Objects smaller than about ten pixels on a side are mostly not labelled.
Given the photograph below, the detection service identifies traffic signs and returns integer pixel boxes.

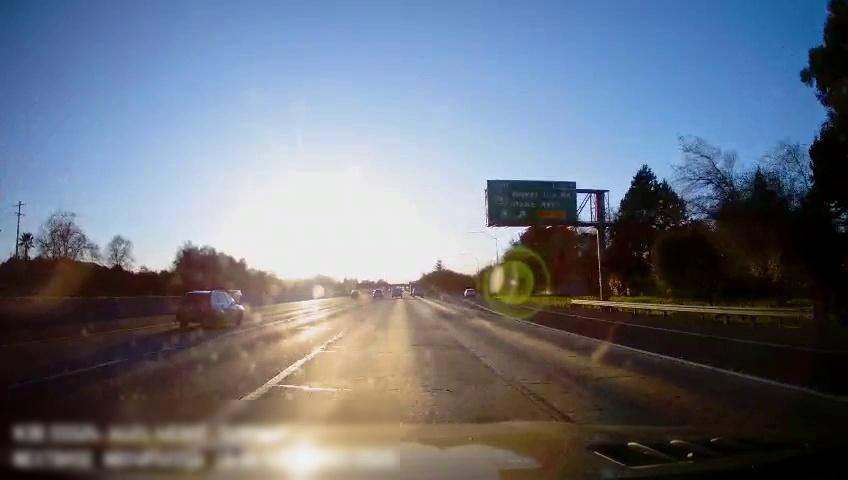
[486,178,578,226]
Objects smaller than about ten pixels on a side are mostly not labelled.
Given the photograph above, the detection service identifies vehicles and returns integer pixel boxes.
[372,288,386,300]
[465,288,477,298]
[175,291,246,332]
[411,288,423,298]
[225,290,244,297]
[349,289,362,299]
[391,288,403,299]
[409,283,423,296]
